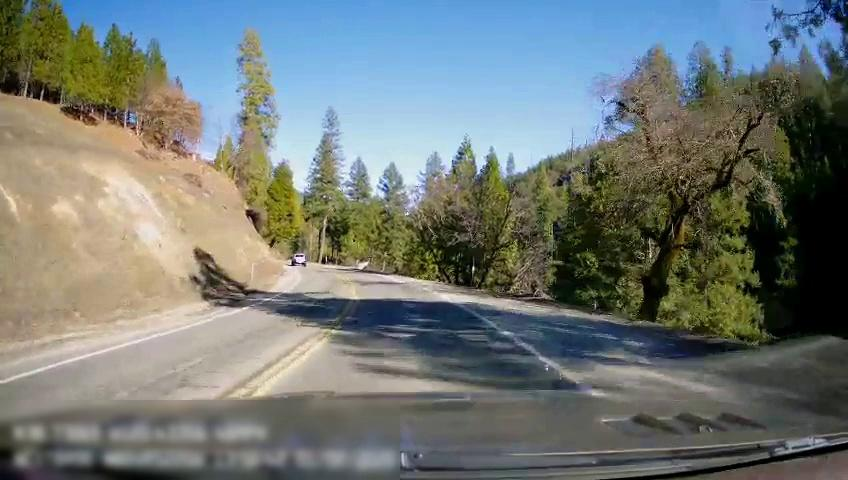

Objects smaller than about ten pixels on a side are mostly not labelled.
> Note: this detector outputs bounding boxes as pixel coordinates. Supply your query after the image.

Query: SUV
[289,254,307,267]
